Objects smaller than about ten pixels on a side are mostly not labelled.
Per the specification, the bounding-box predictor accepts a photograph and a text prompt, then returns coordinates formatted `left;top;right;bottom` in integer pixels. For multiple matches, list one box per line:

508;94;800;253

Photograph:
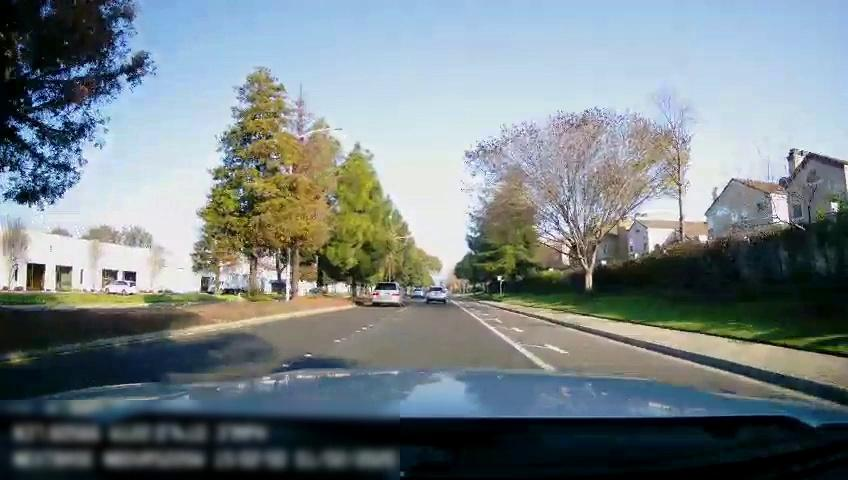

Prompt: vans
371;280;405;307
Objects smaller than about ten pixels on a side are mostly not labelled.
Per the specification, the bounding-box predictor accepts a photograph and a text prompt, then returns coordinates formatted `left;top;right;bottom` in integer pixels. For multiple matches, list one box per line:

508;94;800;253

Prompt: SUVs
411;286;427;298
424;285;448;305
